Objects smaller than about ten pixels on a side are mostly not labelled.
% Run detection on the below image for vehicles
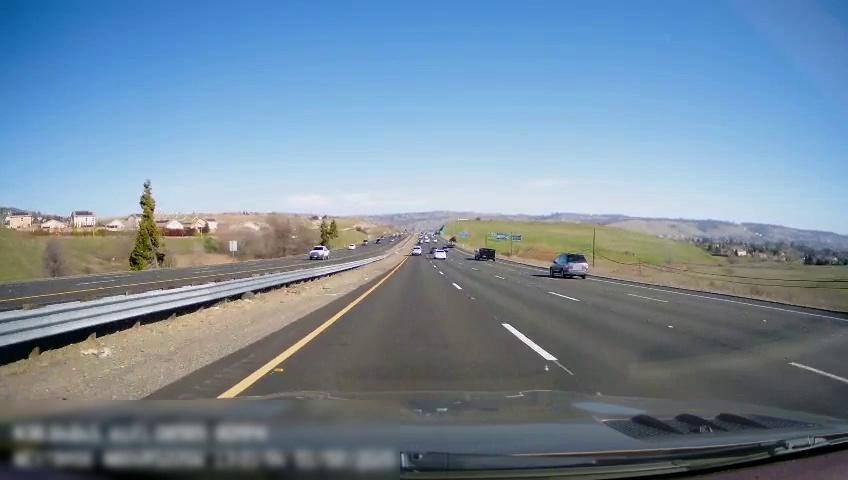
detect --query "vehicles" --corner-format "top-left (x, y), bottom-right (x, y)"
top-left (479, 247), bottom-right (496, 261)
top-left (309, 245), bottom-right (330, 259)
top-left (549, 254), bottom-right (589, 278)
top-left (410, 245), bottom-right (421, 256)
top-left (433, 249), bottom-right (446, 259)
